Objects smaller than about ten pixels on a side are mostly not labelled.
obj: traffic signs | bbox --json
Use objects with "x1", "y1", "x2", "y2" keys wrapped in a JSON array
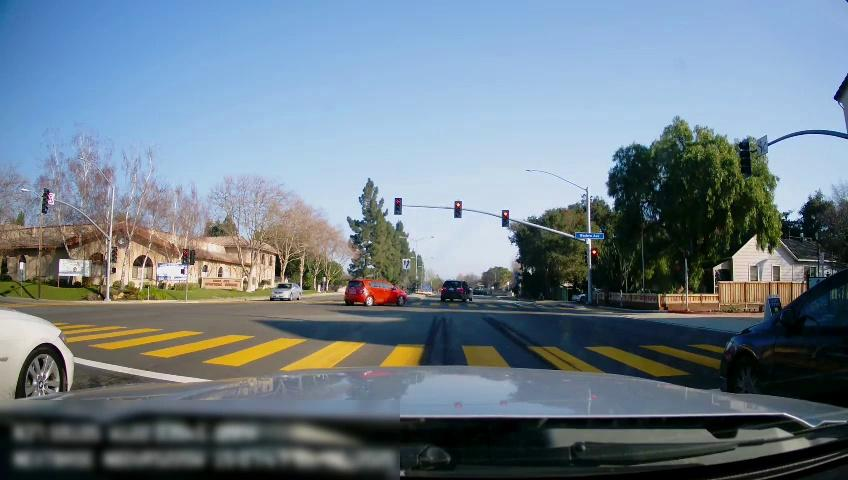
[
  {"x1": 757, "y1": 134, "x2": 771, "y2": 156},
  {"x1": 400, "y1": 257, "x2": 412, "y2": 272},
  {"x1": 574, "y1": 231, "x2": 605, "y2": 242}
]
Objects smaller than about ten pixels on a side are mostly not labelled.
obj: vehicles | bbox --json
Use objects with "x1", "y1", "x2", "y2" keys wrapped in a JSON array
[
  {"x1": 721, "y1": 267, "x2": 848, "y2": 408},
  {"x1": 270, "y1": 281, "x2": 304, "y2": 302},
  {"x1": 343, "y1": 277, "x2": 410, "y2": 308},
  {"x1": 0, "y1": 309, "x2": 74, "y2": 403},
  {"x1": 440, "y1": 279, "x2": 474, "y2": 304},
  {"x1": 574, "y1": 292, "x2": 587, "y2": 305}
]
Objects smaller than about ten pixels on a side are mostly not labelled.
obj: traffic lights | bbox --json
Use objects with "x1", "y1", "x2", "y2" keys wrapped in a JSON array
[
  {"x1": 501, "y1": 208, "x2": 510, "y2": 228},
  {"x1": 393, "y1": 196, "x2": 402, "y2": 216},
  {"x1": 591, "y1": 246, "x2": 601, "y2": 265},
  {"x1": 453, "y1": 200, "x2": 463, "y2": 220},
  {"x1": 110, "y1": 245, "x2": 119, "y2": 263},
  {"x1": 39, "y1": 187, "x2": 52, "y2": 215},
  {"x1": 736, "y1": 139, "x2": 753, "y2": 177}
]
